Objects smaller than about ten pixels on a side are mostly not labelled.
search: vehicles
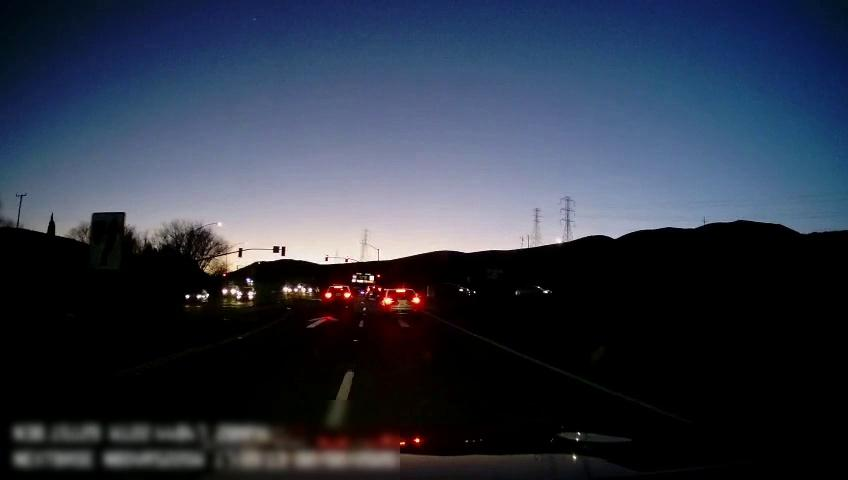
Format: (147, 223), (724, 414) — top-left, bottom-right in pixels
(221, 284), (239, 297)
(514, 284), (553, 297)
(365, 286), (383, 301)
(350, 286), (367, 298)
(236, 286), (257, 301)
(438, 282), (477, 298)
(184, 288), (209, 304)
(382, 288), (423, 315)
(324, 285), (353, 306)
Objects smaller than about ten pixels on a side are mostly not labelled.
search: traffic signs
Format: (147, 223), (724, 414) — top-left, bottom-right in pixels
(87, 210), (125, 271)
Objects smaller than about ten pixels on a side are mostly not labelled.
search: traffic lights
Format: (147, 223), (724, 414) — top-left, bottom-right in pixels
(281, 246), (286, 257)
(238, 247), (243, 258)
